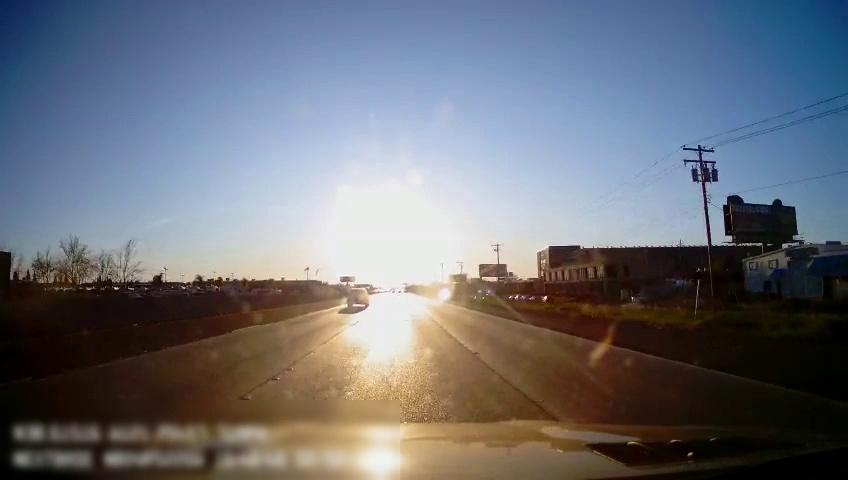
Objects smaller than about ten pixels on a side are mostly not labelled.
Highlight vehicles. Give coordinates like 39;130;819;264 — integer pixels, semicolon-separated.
541;296;554;304
347;288;369;308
